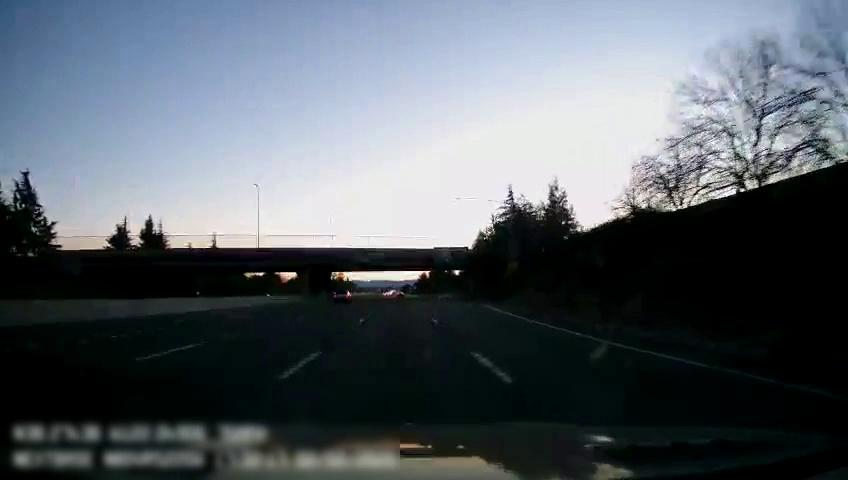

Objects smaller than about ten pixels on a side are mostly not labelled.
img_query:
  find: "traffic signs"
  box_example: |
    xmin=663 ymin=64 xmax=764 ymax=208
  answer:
xmin=433 ymin=248 xmax=468 ymax=267
xmin=352 ymin=249 xmax=400 ymax=267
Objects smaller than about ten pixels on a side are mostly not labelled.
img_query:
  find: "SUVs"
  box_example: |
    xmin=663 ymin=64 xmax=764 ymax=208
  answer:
xmin=333 ymin=288 xmax=352 ymax=304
